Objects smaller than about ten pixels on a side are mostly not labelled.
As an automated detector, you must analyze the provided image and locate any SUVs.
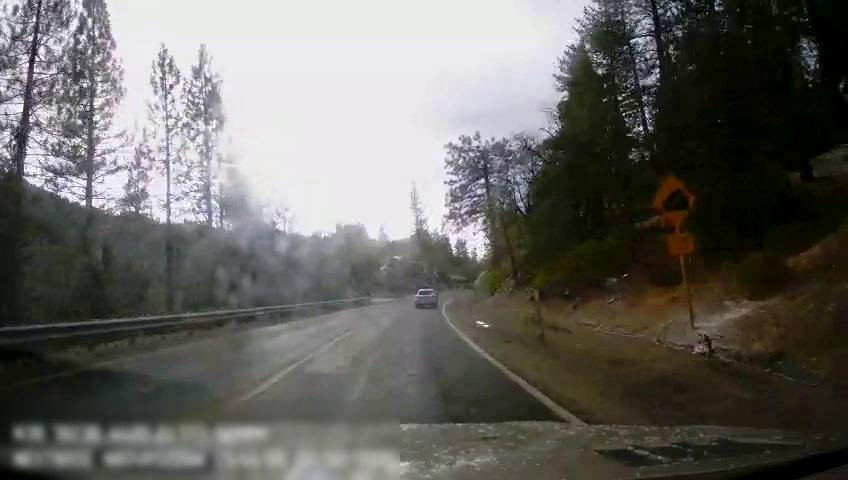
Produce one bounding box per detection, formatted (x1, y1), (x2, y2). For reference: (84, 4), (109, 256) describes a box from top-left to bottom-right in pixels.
(415, 288), (439, 308)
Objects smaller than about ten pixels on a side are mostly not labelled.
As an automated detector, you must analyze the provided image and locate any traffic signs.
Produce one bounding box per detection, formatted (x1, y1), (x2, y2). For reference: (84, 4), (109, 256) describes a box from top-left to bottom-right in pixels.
(652, 173), (698, 228)
(662, 234), (695, 258)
